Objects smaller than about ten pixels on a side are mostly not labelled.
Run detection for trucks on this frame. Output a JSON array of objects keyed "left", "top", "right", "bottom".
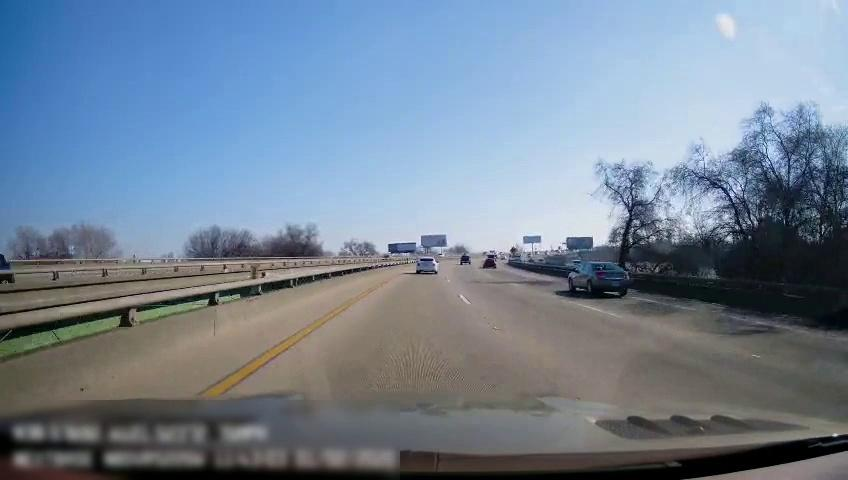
[{"left": 459, "top": 255, "right": 471, "bottom": 265}]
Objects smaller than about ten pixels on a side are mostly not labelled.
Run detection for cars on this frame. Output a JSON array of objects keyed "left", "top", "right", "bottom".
[
  {"left": 484, "top": 259, "right": 497, "bottom": 269},
  {"left": 416, "top": 255, "right": 440, "bottom": 275},
  {"left": 568, "top": 260, "right": 633, "bottom": 298}
]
